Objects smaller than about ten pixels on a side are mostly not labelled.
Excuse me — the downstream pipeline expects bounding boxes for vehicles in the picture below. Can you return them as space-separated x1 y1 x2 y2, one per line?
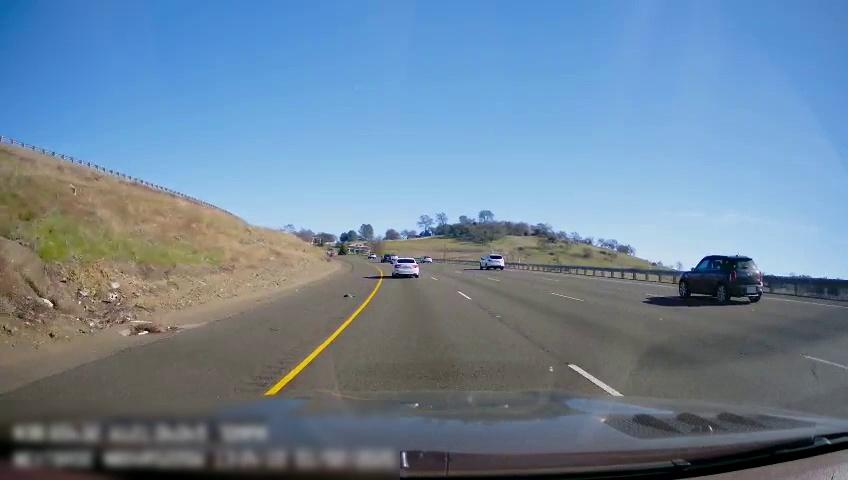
389 256 419 279
389 255 400 264
381 255 393 264
678 255 765 305
479 253 504 270
420 256 433 264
